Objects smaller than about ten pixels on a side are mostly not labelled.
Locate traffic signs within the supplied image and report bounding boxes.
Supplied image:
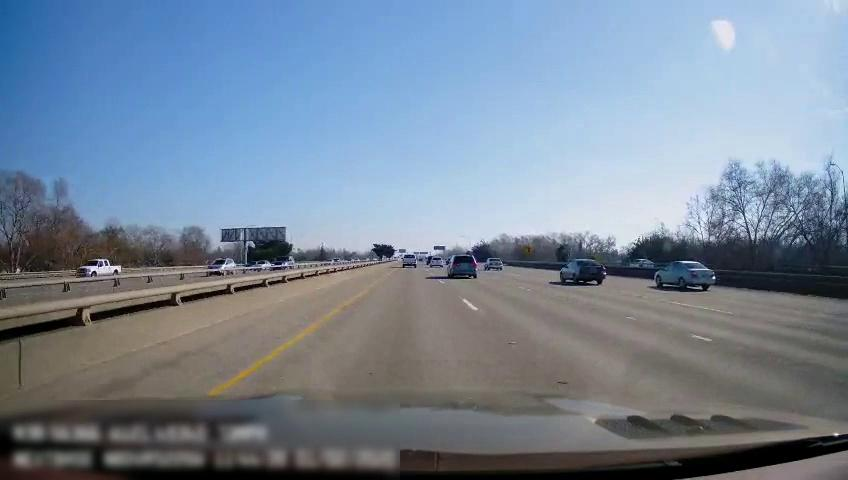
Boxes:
[413,251,429,255]
[221,228,241,242]
[248,226,287,242]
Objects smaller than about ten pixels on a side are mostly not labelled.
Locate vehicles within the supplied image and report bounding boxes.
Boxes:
[483,257,503,271]
[206,257,236,277]
[653,260,718,292]
[271,255,296,271]
[75,257,122,278]
[245,261,259,271]
[254,259,273,271]
[559,258,607,285]
[629,258,655,269]
[400,254,417,269]
[430,256,444,268]
[446,253,478,279]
